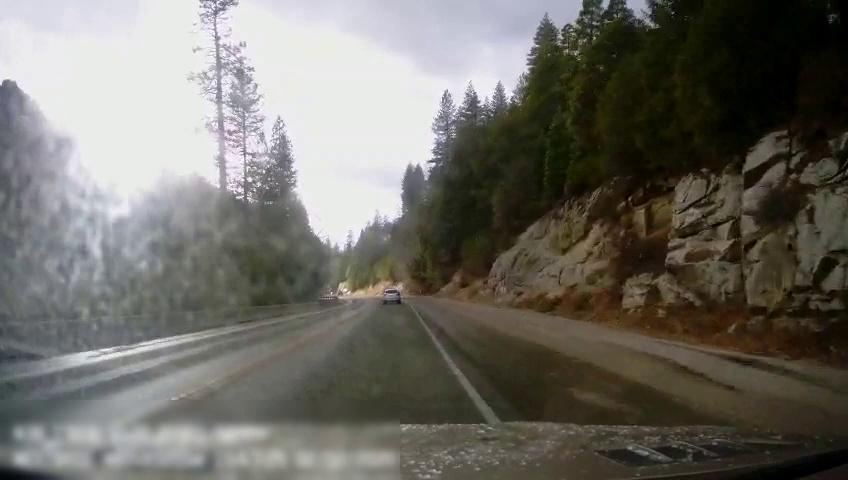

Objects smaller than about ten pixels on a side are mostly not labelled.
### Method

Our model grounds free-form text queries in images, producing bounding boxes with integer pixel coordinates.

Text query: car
[383,287,402,305]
